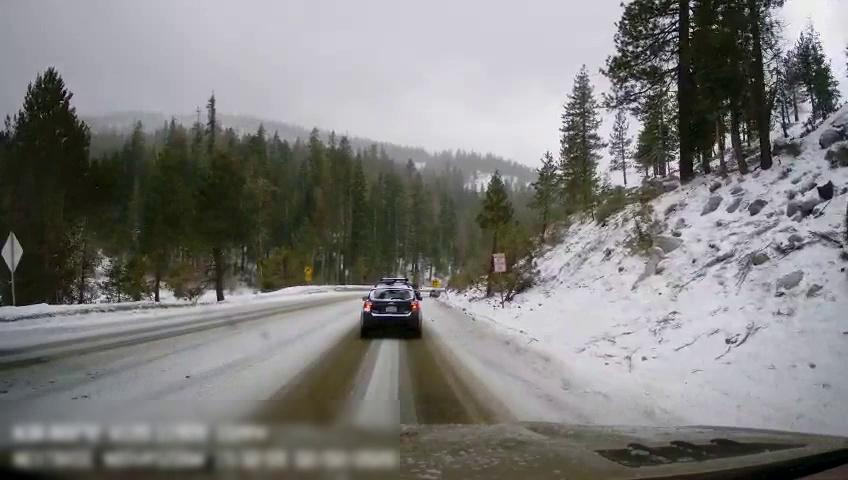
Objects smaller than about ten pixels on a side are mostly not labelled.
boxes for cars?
[360,277,423,340]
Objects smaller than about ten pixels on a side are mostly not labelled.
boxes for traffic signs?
[493,253,507,273]
[0,232,25,273]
